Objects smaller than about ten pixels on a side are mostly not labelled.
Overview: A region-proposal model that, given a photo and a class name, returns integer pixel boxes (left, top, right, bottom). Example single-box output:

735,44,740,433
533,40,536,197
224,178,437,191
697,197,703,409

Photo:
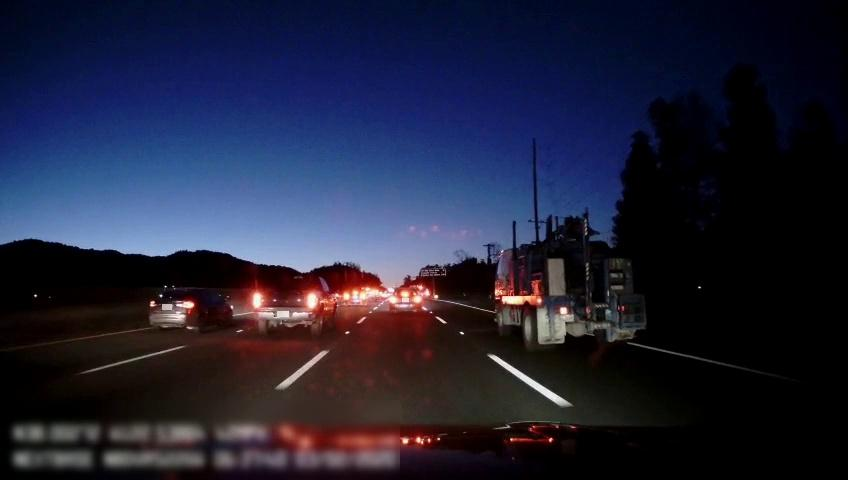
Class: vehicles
390,288,420,311
254,276,340,339
491,236,647,353
148,285,233,333
351,288,371,305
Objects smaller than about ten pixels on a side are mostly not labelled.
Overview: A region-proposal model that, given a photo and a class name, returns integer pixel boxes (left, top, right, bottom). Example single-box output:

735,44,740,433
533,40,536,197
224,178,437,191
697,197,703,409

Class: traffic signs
420,268,446,276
